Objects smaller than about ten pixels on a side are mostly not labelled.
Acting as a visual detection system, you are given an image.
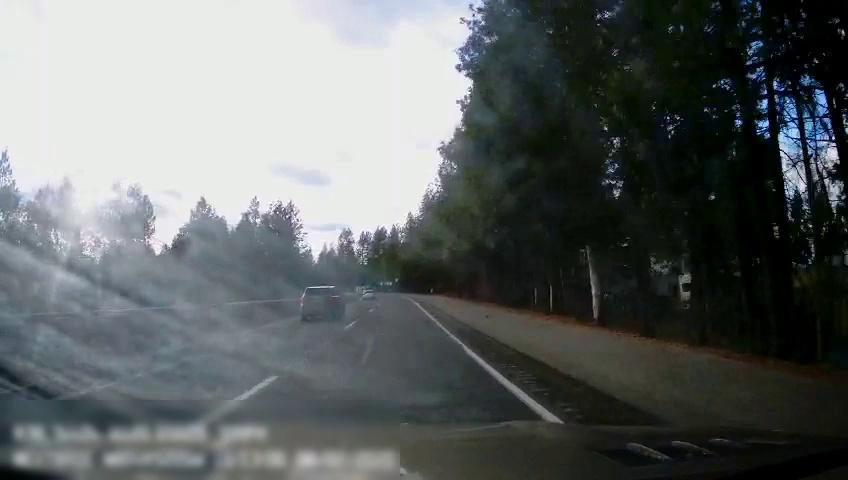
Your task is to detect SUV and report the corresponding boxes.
[299,286,346,323]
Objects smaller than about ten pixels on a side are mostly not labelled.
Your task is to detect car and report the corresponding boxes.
[361,289,375,299]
